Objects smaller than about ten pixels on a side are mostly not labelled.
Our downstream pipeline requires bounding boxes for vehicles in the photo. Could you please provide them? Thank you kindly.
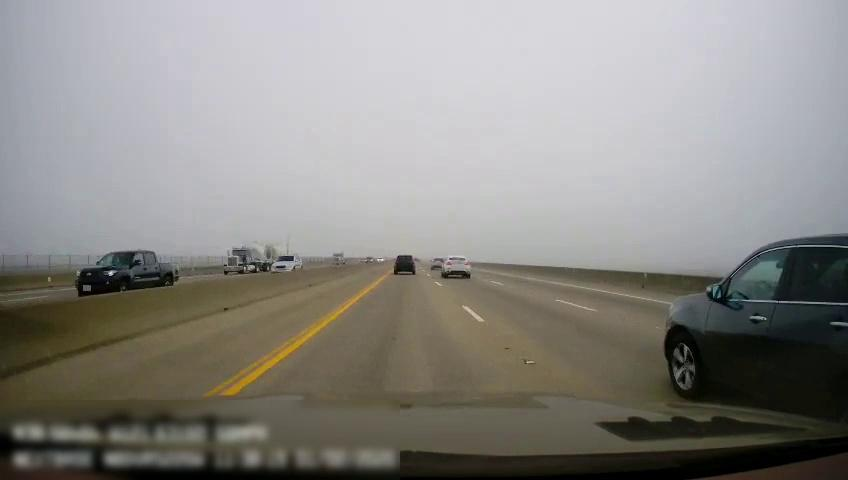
[331,248,351,266]
[365,256,375,264]
[270,254,304,274]
[431,257,445,271]
[222,244,281,276]
[662,231,848,426]
[441,255,472,279]
[394,255,418,276]
[74,250,181,299]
